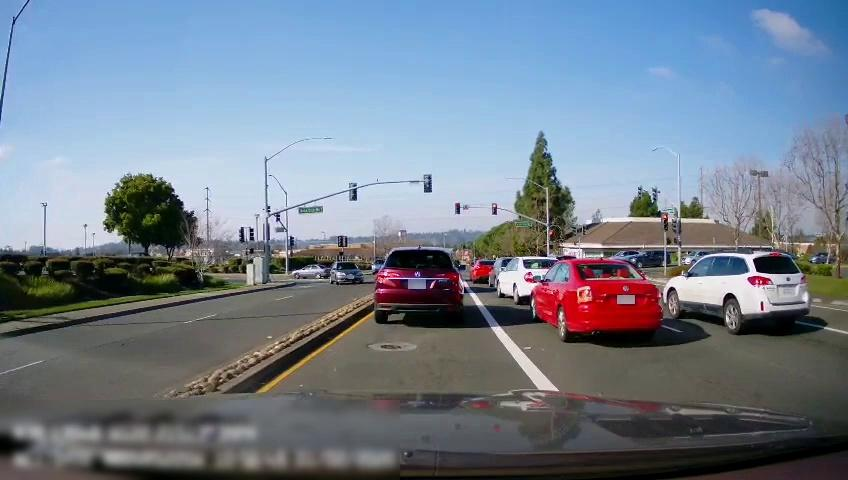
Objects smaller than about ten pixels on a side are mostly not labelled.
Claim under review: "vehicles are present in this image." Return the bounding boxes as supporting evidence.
[469,260,495,284]
[628,248,672,268]
[681,249,716,267]
[495,256,559,305]
[488,256,513,288]
[290,263,330,281]
[808,252,833,265]
[662,252,811,333]
[328,260,365,285]
[372,246,465,325]
[370,258,385,275]
[528,259,663,343]
[610,250,637,260]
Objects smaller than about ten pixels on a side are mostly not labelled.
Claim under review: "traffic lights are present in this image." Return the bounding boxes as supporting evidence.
[238,227,244,241]
[422,174,432,193]
[337,235,343,247]
[671,218,678,234]
[648,189,656,207]
[289,236,296,247]
[348,182,357,201]
[492,203,498,216]
[248,228,254,240]
[637,187,643,201]
[455,201,461,214]
[342,235,348,247]
[661,213,668,232]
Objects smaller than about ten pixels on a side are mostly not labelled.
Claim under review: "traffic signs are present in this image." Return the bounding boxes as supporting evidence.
[298,205,325,215]
[275,227,286,233]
